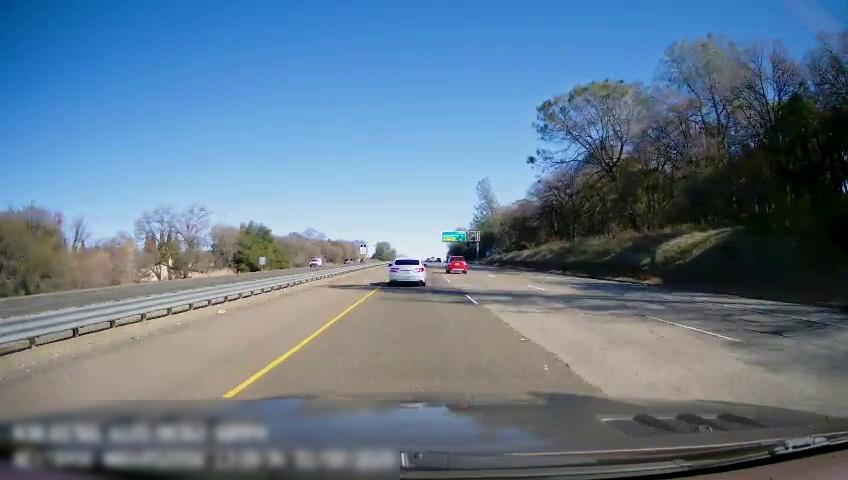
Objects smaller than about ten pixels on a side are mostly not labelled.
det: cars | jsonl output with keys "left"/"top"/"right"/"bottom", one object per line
{"left": 443, "top": 256, "right": 469, "bottom": 275}
{"left": 388, "top": 257, "right": 428, "bottom": 289}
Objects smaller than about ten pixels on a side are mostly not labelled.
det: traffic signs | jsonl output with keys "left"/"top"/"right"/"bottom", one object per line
{"left": 441, "top": 231, "right": 467, "bottom": 241}
{"left": 359, "top": 244, "right": 367, "bottom": 255}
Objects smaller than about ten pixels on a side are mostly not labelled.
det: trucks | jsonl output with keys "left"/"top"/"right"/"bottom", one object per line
{"left": 308, "top": 257, "right": 323, "bottom": 268}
